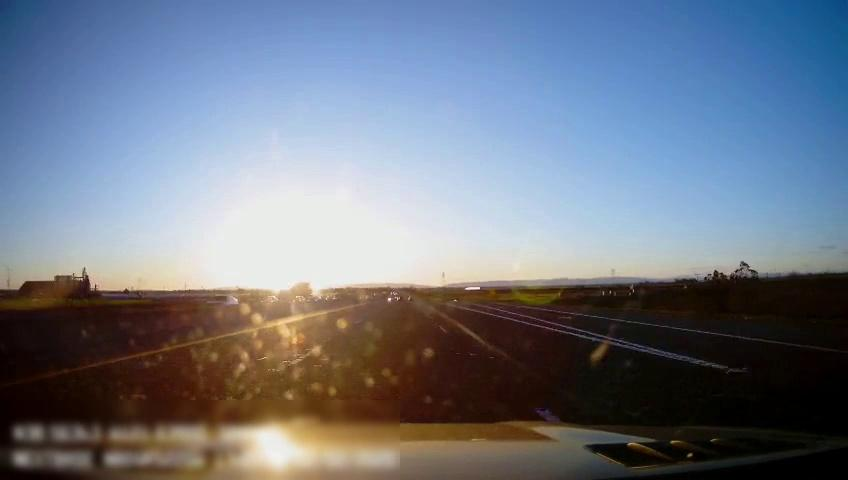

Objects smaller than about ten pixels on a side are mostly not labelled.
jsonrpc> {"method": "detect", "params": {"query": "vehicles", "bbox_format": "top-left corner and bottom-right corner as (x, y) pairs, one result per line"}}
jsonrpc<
(206, 294), (239, 307)
(293, 295), (306, 304)
(261, 296), (279, 304)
